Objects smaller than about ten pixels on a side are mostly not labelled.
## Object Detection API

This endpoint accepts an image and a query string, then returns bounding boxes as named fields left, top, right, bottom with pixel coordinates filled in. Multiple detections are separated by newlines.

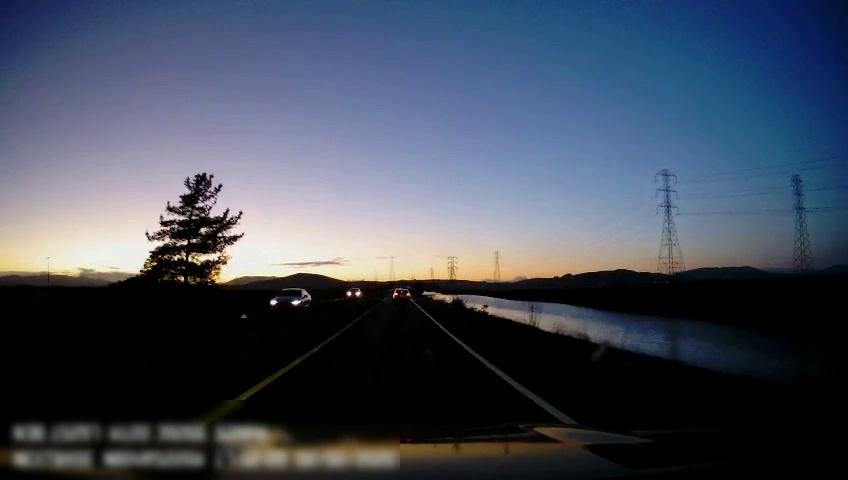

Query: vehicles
left=392, top=288, right=410, bottom=302
left=346, top=287, right=362, bottom=298
left=269, top=288, right=312, bottom=313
